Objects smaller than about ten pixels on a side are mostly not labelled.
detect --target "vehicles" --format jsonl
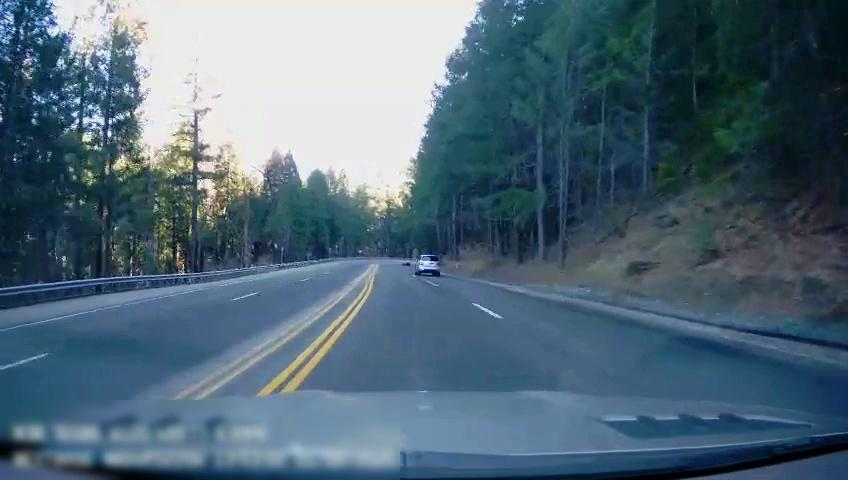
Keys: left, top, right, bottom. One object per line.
{"left": 413, "top": 254, "right": 441, "bottom": 277}
{"left": 400, "top": 257, "right": 411, "bottom": 267}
